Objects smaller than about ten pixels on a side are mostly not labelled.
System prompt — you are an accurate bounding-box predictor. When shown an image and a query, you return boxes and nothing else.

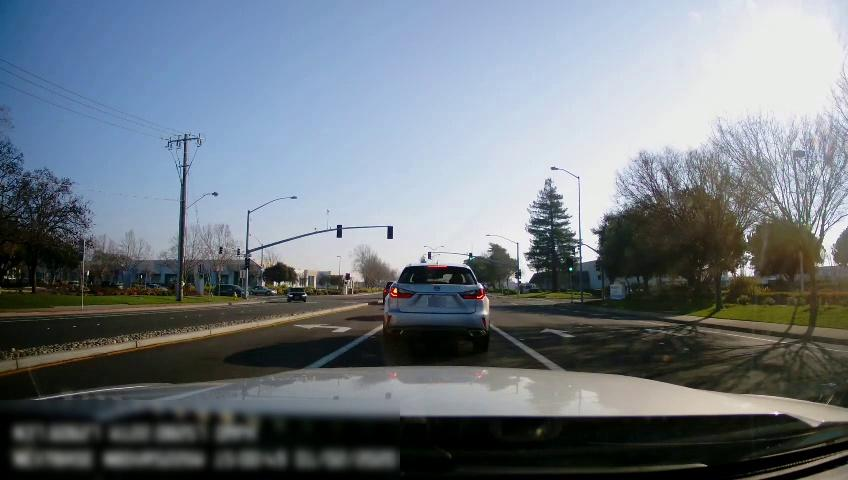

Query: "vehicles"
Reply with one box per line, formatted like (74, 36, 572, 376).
(212, 284, 249, 300)
(286, 287, 307, 303)
(382, 280, 396, 305)
(247, 284, 278, 297)
(383, 263, 490, 351)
